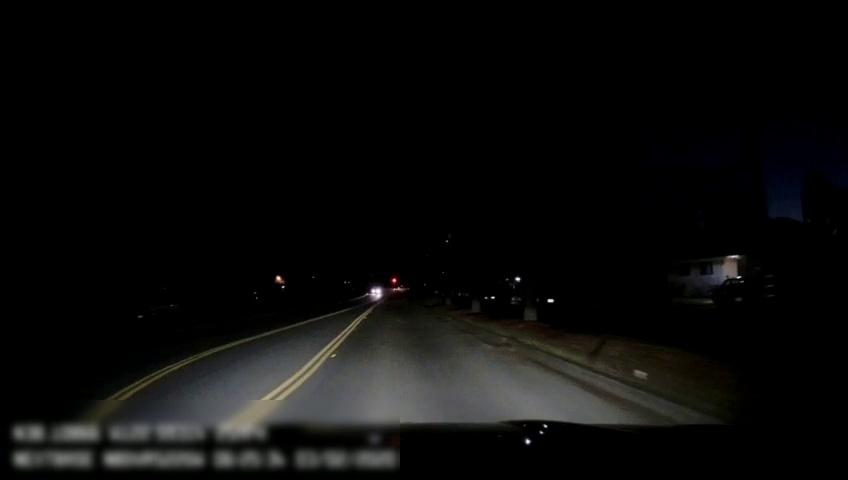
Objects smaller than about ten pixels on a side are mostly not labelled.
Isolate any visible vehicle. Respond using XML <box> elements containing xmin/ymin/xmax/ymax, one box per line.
<box><xmin>370</xmin><ymin>286</ymin><xmax>382</xmax><ymax>295</ymax></box>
